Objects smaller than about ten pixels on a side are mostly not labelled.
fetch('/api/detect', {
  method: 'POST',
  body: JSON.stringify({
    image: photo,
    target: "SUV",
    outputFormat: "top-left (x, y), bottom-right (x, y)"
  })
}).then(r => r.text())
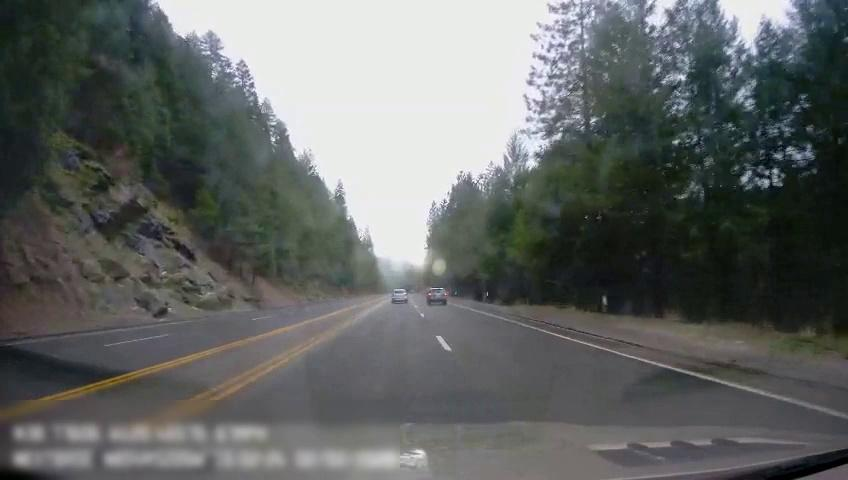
top-left (426, 287), bottom-right (449, 306)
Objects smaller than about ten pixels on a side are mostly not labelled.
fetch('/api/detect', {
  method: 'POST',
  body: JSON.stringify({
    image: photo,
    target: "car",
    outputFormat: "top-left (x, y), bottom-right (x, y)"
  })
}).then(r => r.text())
top-left (390, 288), bottom-right (408, 305)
